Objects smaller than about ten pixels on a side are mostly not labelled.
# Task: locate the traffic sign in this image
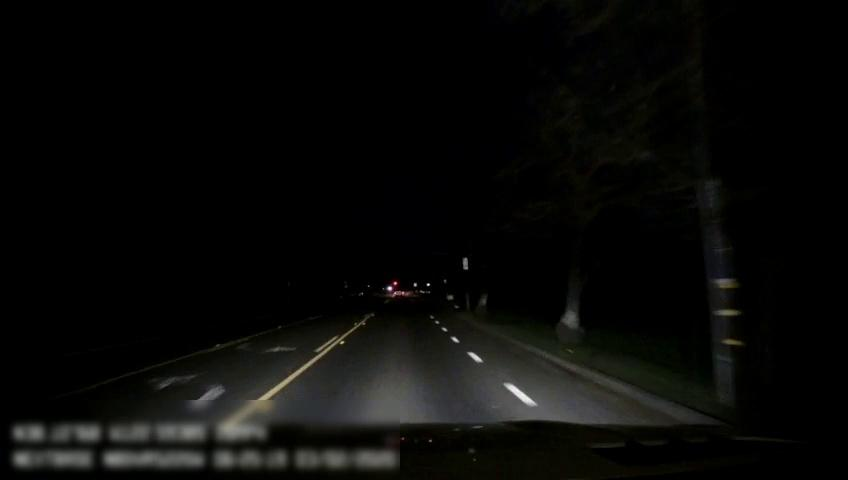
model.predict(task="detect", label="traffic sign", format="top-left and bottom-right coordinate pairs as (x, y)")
top-left (463, 258), bottom-right (469, 270)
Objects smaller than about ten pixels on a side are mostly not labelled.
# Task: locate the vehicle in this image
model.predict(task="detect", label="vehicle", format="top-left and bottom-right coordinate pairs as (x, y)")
top-left (392, 289), bottom-right (405, 298)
